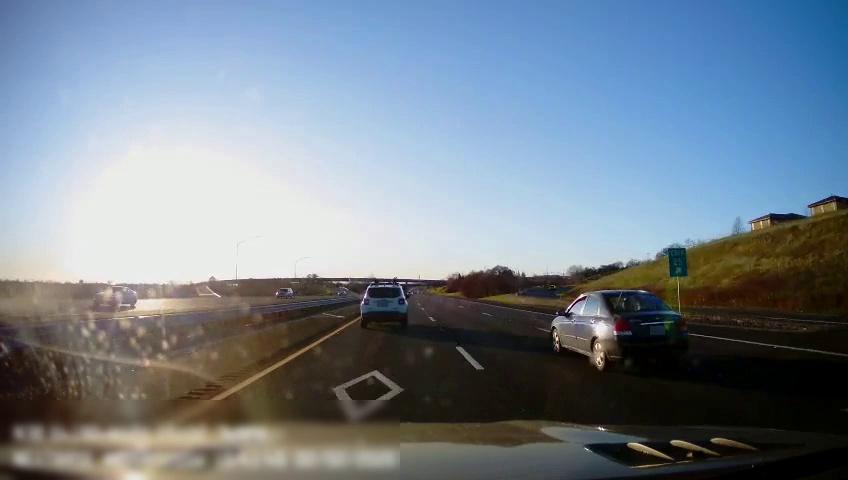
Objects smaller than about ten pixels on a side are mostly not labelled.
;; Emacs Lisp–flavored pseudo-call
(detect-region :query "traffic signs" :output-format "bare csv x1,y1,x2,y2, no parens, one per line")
667,247,689,277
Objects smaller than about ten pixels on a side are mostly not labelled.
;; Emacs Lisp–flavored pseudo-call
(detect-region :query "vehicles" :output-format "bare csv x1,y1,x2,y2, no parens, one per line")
359,284,410,330
92,285,138,311
275,287,295,300
550,289,690,374
336,290,348,297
